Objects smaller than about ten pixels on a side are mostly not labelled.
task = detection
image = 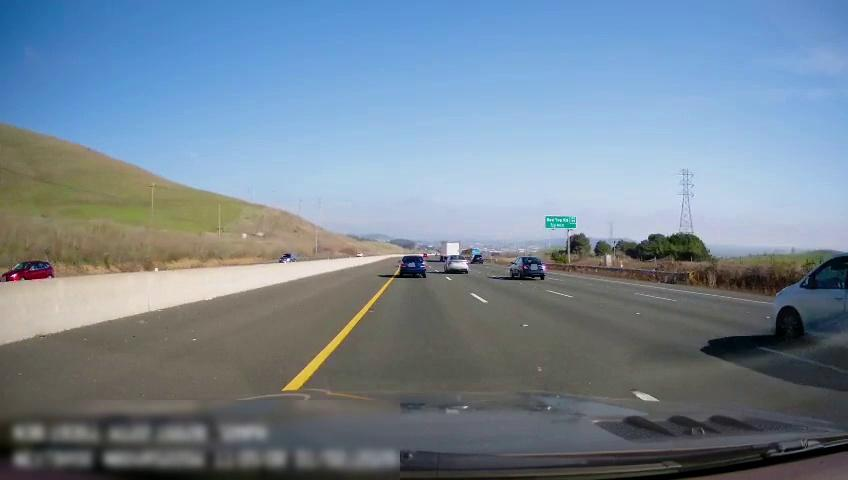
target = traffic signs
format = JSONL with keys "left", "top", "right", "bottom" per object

{"left": 544, "top": 215, "right": 577, "bottom": 230}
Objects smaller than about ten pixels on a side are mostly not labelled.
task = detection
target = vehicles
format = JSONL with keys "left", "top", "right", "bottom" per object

{"left": 277, "top": 253, "right": 297, "bottom": 264}
{"left": 440, "top": 242, "right": 460, "bottom": 262}
{"left": 1, "top": 260, "right": 57, "bottom": 283}
{"left": 444, "top": 255, "right": 469, "bottom": 274}
{"left": 509, "top": 256, "right": 546, "bottom": 280}
{"left": 773, "top": 254, "right": 848, "bottom": 346}
{"left": 471, "top": 254, "right": 484, "bottom": 264}
{"left": 400, "top": 256, "right": 427, "bottom": 278}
